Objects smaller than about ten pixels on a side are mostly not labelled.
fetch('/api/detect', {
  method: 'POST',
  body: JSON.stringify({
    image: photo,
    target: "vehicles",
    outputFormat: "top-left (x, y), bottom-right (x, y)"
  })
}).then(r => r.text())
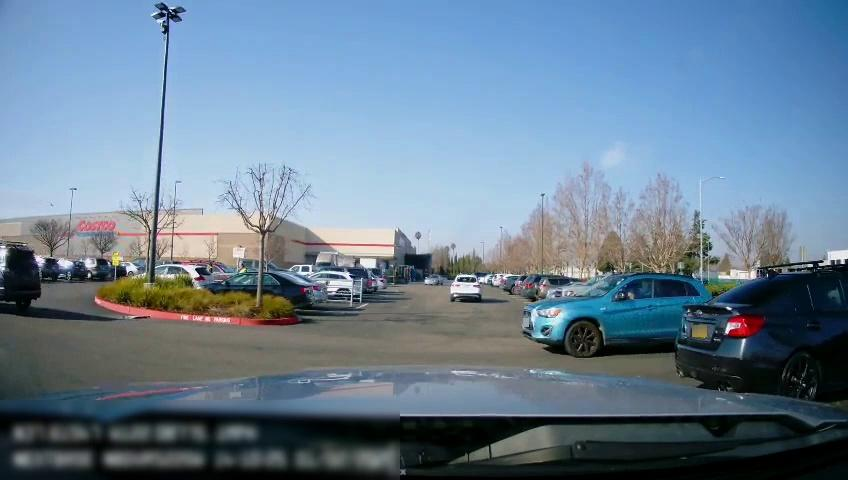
top-left (58, 257), bottom-right (88, 283)
top-left (519, 272), bottom-right (556, 301)
top-left (36, 254), bottom-right (63, 283)
top-left (520, 271), bottom-right (713, 359)
top-left (119, 260), bottom-right (140, 277)
top-left (477, 273), bottom-right (495, 284)
top-left (536, 276), bottom-right (583, 303)
top-left (367, 267), bottom-right (388, 282)
top-left (132, 262), bottom-right (222, 291)
top-left (312, 250), bottom-right (356, 274)
top-left (448, 274), bottom-right (482, 304)
top-left (79, 255), bottom-right (113, 282)
top-left (500, 272), bottom-right (523, 295)
top-left (286, 265), bottom-right (317, 279)
top-left (194, 271), bottom-right (322, 311)
top-left (321, 267), bottom-right (377, 304)
top-left (0, 240), bottom-right (44, 314)
top-left (303, 271), bottom-right (356, 306)
top-left (511, 273), bottom-right (529, 297)
top-left (540, 286), bottom-right (557, 301)
top-left (423, 273), bottom-right (444, 286)
top-left (672, 256), bottom-right (848, 402)
top-left (110, 262), bottom-right (128, 281)
top-left (548, 273), bottom-right (613, 298)
top-left (311, 281), bottom-right (331, 312)
top-left (488, 272), bottom-right (512, 288)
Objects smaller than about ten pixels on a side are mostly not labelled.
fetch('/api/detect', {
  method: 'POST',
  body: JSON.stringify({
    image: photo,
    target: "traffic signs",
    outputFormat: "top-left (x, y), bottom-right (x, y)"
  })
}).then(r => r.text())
top-left (110, 251), bottom-right (120, 266)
